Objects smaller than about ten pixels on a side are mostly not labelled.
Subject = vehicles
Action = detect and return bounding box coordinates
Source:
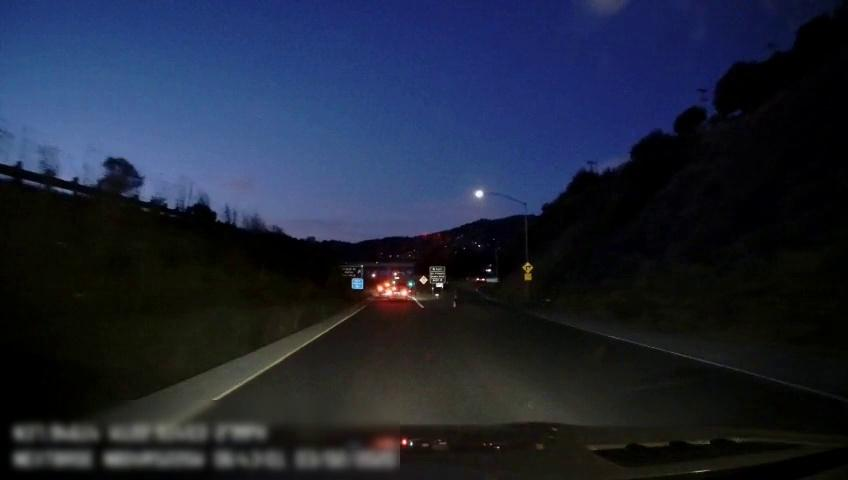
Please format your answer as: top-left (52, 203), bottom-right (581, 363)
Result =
top-left (386, 284), bottom-right (409, 301)
top-left (377, 280), bottom-right (394, 297)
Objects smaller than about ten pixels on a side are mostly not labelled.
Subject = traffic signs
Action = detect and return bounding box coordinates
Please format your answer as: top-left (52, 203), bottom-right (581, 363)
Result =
top-left (522, 261), bottom-right (535, 273)
top-left (429, 265), bottom-right (447, 284)
top-left (341, 265), bottom-right (363, 277)
top-left (352, 278), bottom-right (363, 290)
top-left (418, 275), bottom-right (429, 285)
